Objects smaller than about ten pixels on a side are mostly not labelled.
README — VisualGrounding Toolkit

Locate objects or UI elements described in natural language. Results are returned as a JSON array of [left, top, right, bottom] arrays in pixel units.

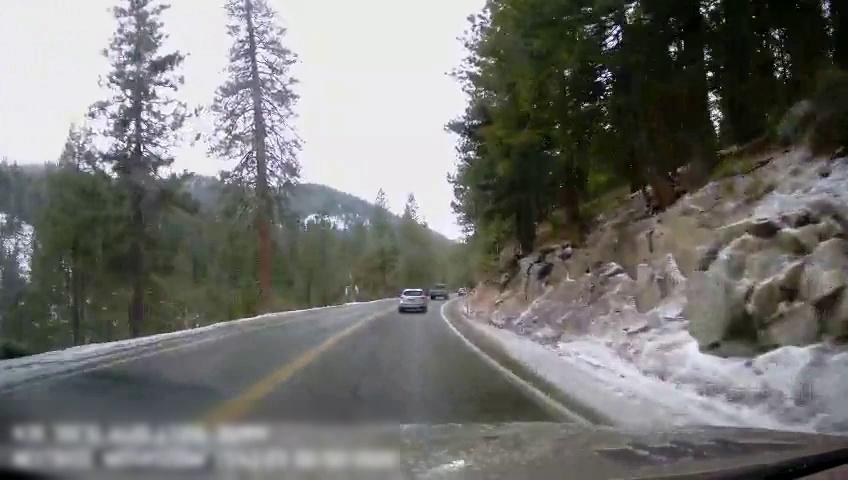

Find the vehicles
[[399, 288, 427, 313], [457, 286, 468, 296], [431, 284, 449, 299]]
